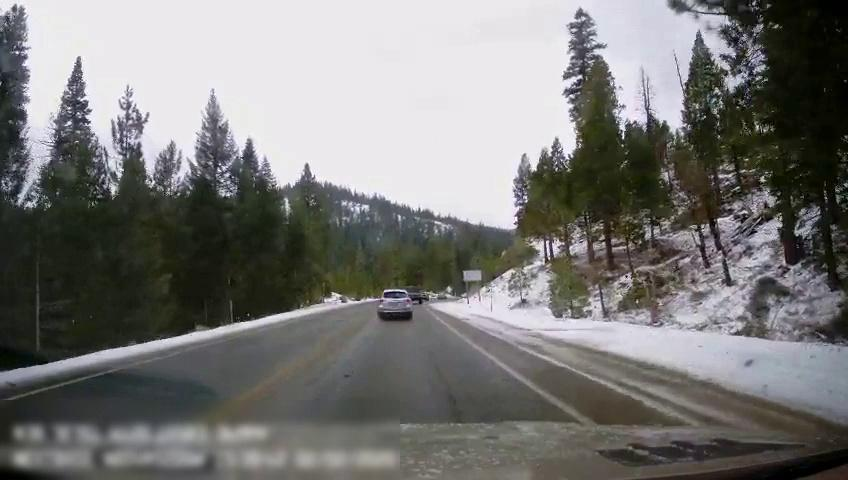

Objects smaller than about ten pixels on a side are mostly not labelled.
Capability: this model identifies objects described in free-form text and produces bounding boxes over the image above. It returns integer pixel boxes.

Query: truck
[405,288,422,304]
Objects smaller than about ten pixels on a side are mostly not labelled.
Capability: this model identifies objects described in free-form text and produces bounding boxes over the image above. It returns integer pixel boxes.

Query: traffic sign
[463,270,482,281]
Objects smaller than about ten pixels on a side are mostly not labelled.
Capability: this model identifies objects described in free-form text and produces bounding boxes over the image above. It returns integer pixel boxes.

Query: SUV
[378,289,413,320]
